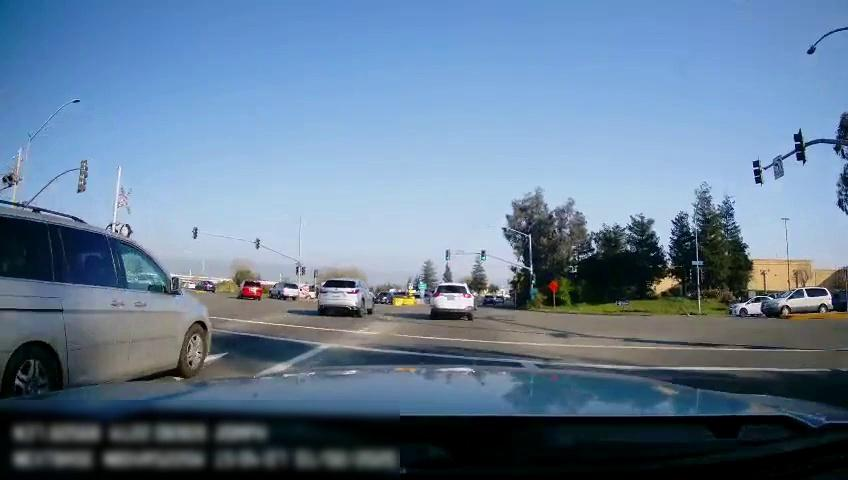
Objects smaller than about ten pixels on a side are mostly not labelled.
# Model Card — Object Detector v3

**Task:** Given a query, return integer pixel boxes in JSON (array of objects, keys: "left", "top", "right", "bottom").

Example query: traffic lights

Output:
[
  {"left": 445, "top": 249, "right": 449, "bottom": 261},
  {"left": 191, "top": 226, "right": 199, "bottom": 240},
  {"left": 751, "top": 159, "right": 764, "bottom": 185},
  {"left": 480, "top": 249, "right": 486, "bottom": 261},
  {"left": 530, "top": 274, "right": 536, "bottom": 285},
  {"left": 119, "top": 224, "right": 133, "bottom": 238},
  {"left": 255, "top": 239, "right": 261, "bottom": 249},
  {"left": 1, "top": 172, "right": 17, "bottom": 186},
  {"left": 793, "top": 127, "right": 807, "bottom": 166},
  {"left": 77, "top": 160, "right": 89, "bottom": 194},
  {"left": 687, "top": 268, "right": 693, "bottom": 281}
]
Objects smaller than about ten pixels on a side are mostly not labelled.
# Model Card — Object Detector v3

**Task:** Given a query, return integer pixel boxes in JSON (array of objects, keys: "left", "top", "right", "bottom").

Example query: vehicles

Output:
[
  {"left": 268, "top": 281, "right": 300, "bottom": 301},
  {"left": 195, "top": 280, "right": 216, "bottom": 294},
  {"left": 728, "top": 295, "right": 778, "bottom": 319},
  {"left": 239, "top": 279, "right": 264, "bottom": 300},
  {"left": 0, "top": 199, "right": 210, "bottom": 404},
  {"left": 827, "top": 288, "right": 848, "bottom": 313},
  {"left": 316, "top": 278, "right": 375, "bottom": 318},
  {"left": 430, "top": 281, "right": 476, "bottom": 322},
  {"left": 760, "top": 286, "right": 833, "bottom": 319}
]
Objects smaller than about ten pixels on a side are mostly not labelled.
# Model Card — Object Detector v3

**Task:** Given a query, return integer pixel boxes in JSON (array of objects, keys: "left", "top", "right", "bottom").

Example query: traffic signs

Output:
[
  {"left": 548, "top": 279, "right": 560, "bottom": 296},
  {"left": 691, "top": 261, "right": 703, "bottom": 266}
]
